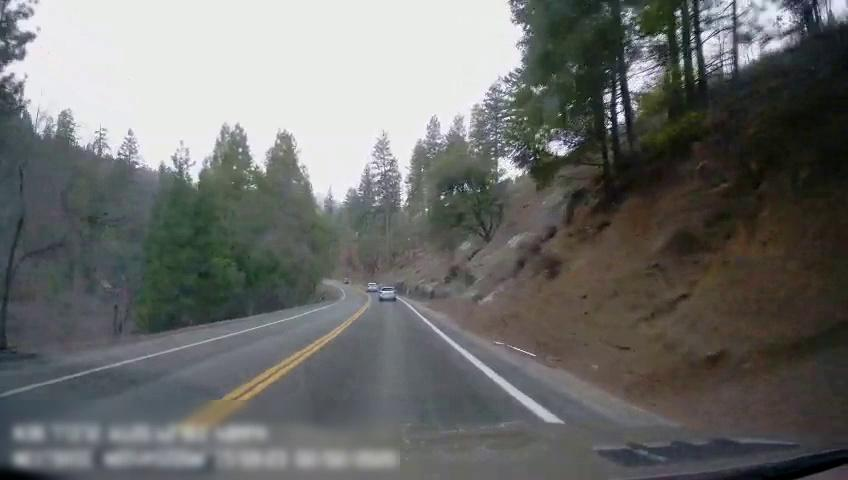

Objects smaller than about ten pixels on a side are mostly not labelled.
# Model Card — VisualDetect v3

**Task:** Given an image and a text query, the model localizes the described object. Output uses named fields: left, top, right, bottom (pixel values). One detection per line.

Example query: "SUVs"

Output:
left=378, top=286, right=397, bottom=302
left=366, top=282, right=378, bottom=292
